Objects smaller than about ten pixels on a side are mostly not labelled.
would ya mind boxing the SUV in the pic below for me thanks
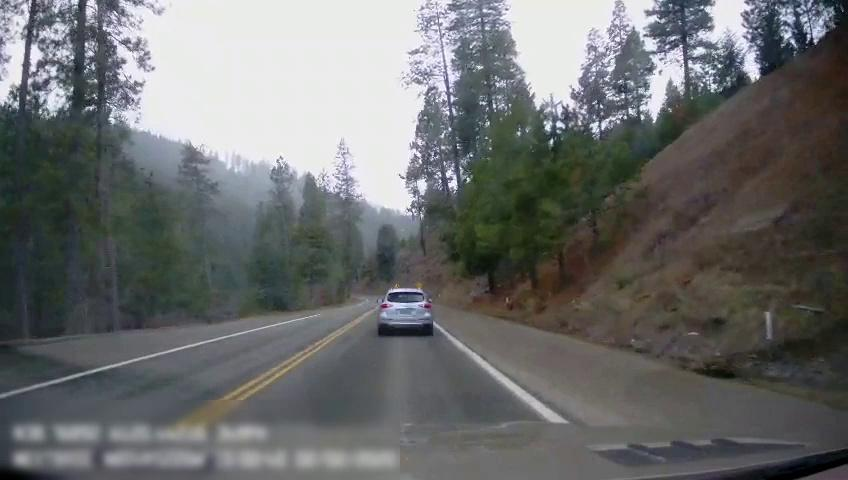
[376,288,434,336]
